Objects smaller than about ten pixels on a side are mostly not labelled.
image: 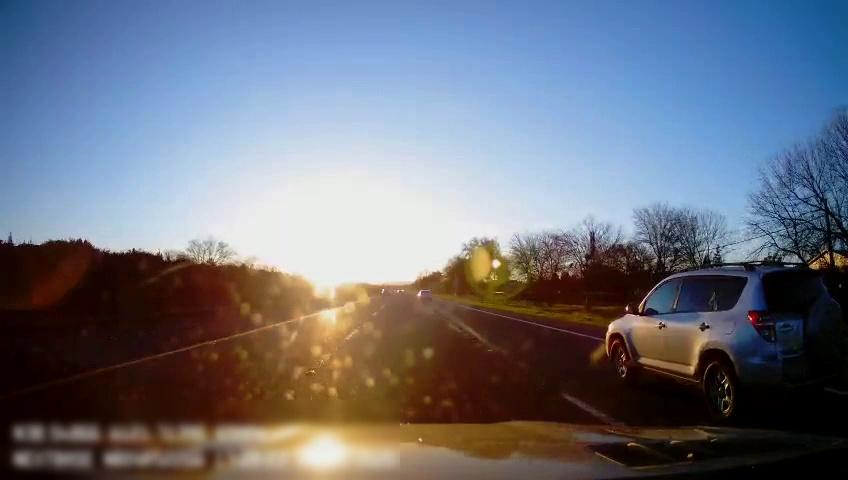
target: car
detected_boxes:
[417,290,432,301]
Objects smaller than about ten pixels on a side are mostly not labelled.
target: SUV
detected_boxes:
[603,262,846,426]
